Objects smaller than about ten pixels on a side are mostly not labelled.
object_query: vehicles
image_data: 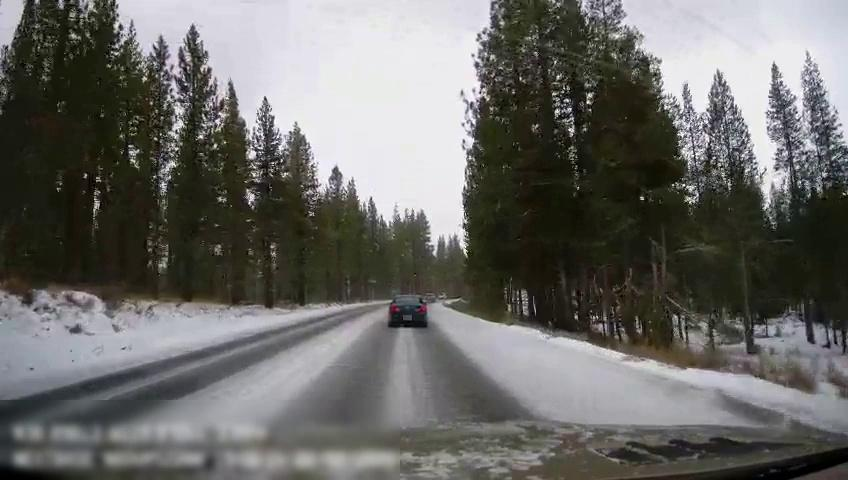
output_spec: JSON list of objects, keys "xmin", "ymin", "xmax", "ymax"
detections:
[
  {"xmin": 388, "ymin": 293, "xmax": 428, "ymax": 327},
  {"xmin": 423, "ymin": 292, "xmax": 437, "ymax": 304}
]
